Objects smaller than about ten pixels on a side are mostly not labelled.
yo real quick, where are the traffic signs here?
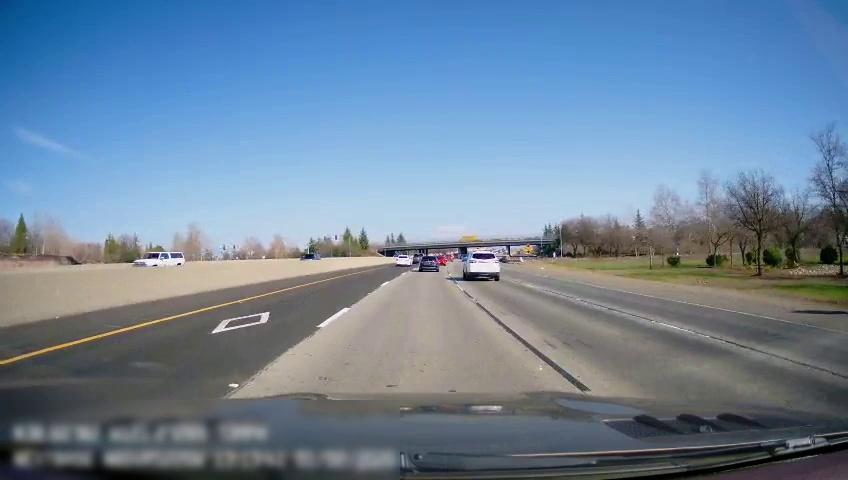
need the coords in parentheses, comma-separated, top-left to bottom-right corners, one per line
(523, 244, 534, 254)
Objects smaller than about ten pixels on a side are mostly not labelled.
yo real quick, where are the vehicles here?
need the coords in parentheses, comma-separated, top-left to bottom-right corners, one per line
(462, 249, 502, 282)
(412, 254, 424, 265)
(300, 253, 321, 261)
(435, 256, 447, 267)
(132, 251, 186, 268)
(418, 255, 439, 272)
(394, 254, 411, 267)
